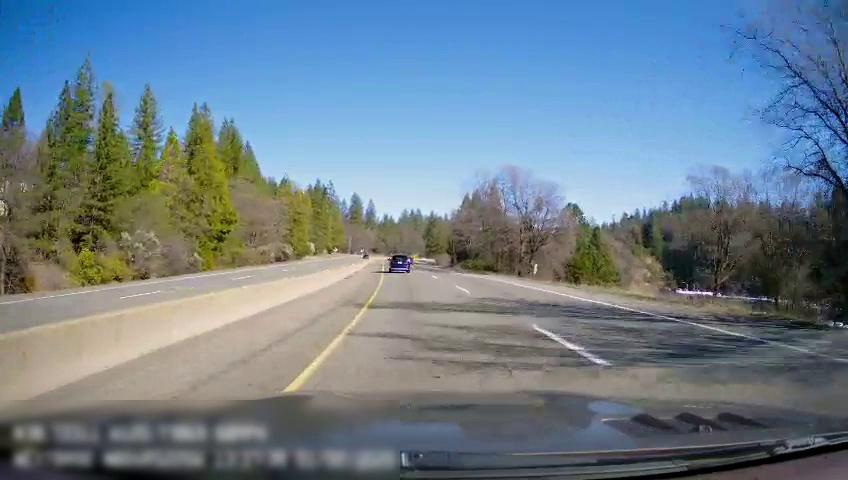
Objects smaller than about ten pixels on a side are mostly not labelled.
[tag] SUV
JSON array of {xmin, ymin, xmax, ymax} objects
[{"xmin": 388, "ymin": 254, "xmax": 411, "ymax": 274}]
